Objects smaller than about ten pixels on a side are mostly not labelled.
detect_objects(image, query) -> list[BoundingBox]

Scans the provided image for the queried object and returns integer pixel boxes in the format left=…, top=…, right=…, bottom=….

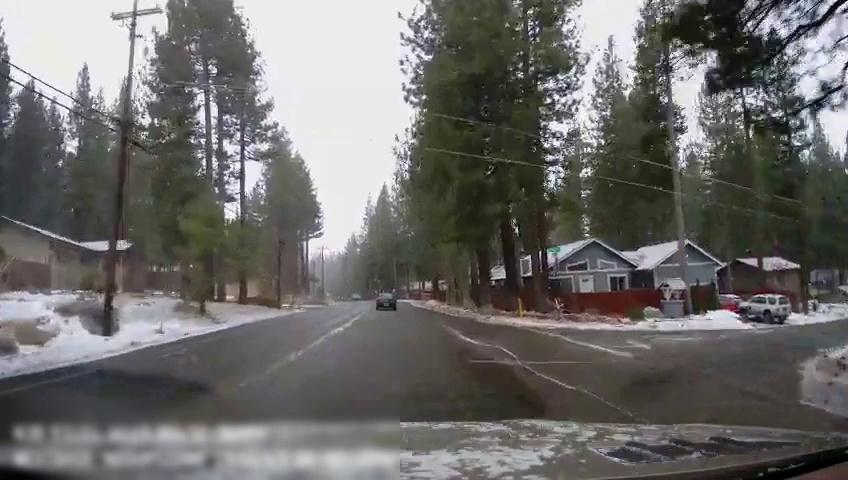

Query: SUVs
left=738, top=293, right=793, bottom=324
left=374, top=292, right=398, bottom=311
left=718, top=293, right=740, bottom=312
